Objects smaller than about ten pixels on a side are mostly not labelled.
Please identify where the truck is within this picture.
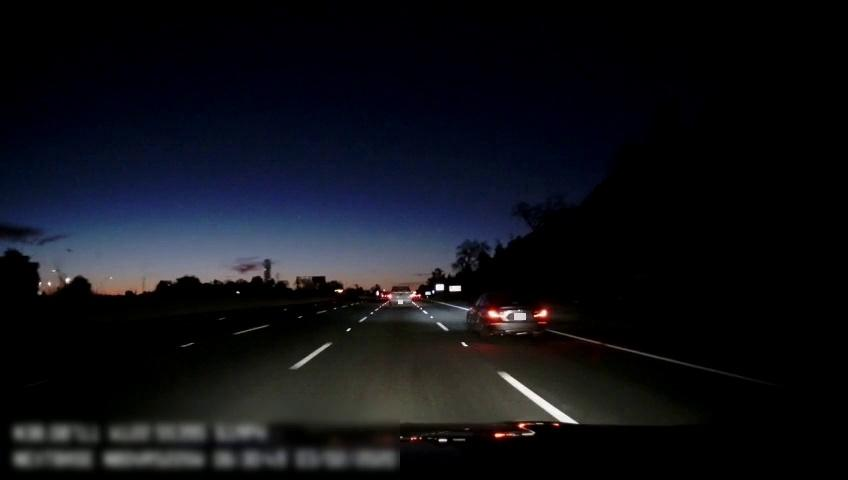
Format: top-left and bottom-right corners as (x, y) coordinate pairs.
(386, 284), (416, 310)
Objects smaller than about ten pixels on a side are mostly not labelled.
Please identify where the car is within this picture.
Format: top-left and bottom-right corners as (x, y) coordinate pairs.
(465, 286), (555, 340)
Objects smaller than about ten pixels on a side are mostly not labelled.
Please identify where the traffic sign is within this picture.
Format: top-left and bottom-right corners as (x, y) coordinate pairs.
(448, 285), (462, 292)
